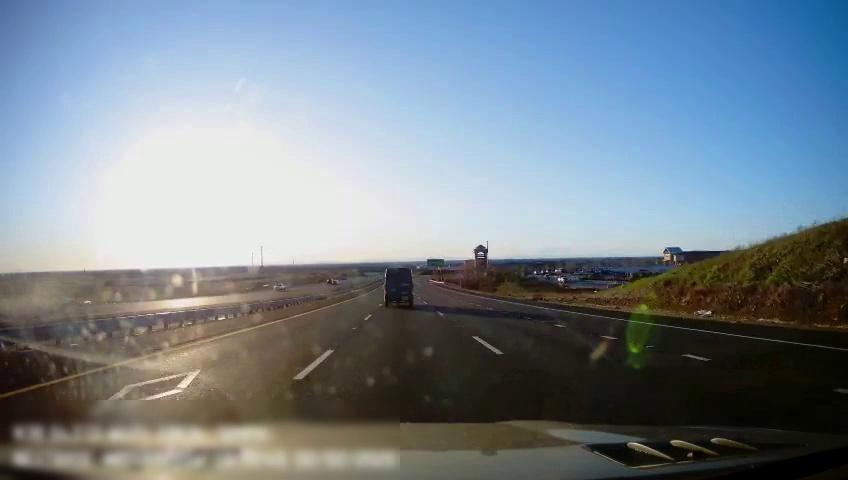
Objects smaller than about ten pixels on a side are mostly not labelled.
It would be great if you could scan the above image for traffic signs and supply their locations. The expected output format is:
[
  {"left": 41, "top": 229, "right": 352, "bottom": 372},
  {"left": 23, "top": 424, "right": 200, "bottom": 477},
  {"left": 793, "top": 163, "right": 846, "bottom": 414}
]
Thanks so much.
[{"left": 426, "top": 258, "right": 445, "bottom": 267}]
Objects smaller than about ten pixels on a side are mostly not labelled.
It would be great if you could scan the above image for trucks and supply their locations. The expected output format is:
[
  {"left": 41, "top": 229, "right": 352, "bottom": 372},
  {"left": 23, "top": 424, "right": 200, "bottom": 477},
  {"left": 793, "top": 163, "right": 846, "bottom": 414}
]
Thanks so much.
[
  {"left": 385, "top": 268, "right": 414, "bottom": 308},
  {"left": 273, "top": 283, "right": 287, "bottom": 293}
]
